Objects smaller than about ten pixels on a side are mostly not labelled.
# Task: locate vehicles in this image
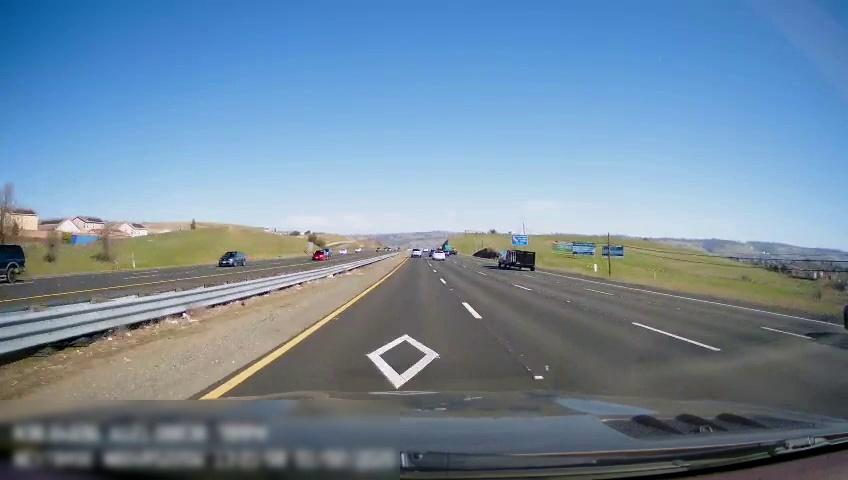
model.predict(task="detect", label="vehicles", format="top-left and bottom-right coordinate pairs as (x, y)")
top-left (410, 247), bottom-right (422, 258)
top-left (432, 249), bottom-right (446, 260)
top-left (498, 250), bottom-right (506, 269)
top-left (322, 248), bottom-right (333, 256)
top-left (312, 250), bottom-right (327, 261)
top-left (217, 251), bottom-right (247, 267)
top-left (0, 244), bottom-right (25, 282)
top-left (505, 250), bottom-right (537, 271)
